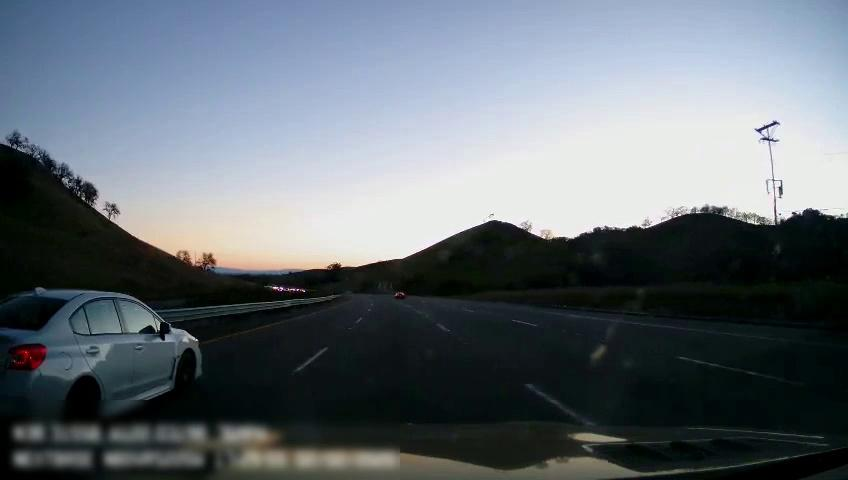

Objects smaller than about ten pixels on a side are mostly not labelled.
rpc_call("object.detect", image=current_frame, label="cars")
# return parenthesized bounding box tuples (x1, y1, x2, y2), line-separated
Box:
(0, 289, 203, 443)
(393, 291, 405, 299)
